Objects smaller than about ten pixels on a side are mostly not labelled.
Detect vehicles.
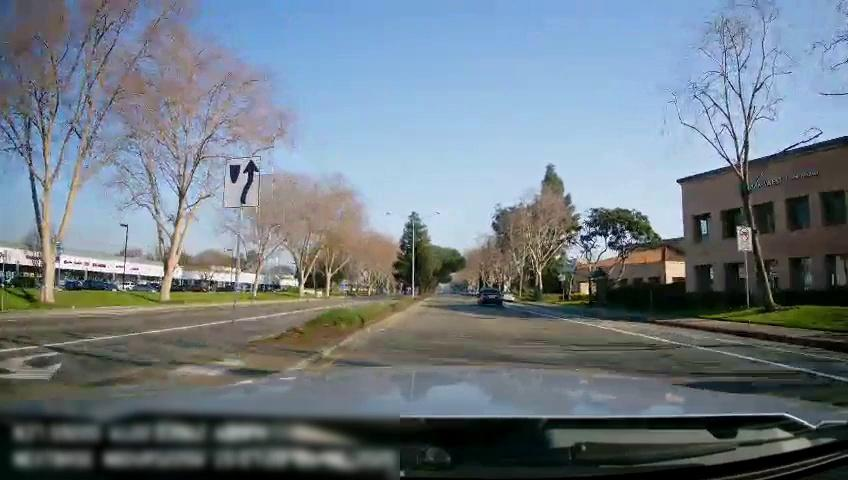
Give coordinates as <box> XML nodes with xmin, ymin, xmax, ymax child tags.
<box><xmin>462</xmin><ymin>285</ymin><xmax>480</xmax><ymax>297</ymax></box>
<box><xmin>499</xmin><ymin>290</ymin><xmax>515</xmax><ymax>303</ymax></box>
<box><xmin>476</xmin><ymin>287</ymin><xmax>504</xmax><ymax>307</ymax></box>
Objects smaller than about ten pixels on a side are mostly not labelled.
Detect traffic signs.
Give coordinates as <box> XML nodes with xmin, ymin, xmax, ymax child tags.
<box><xmin>222</xmin><ymin>156</ymin><xmax>261</xmax><ymax>208</ymax></box>
<box><xmin>736</xmin><ymin>225</ymin><xmax>753</xmax><ymax>252</ymax></box>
